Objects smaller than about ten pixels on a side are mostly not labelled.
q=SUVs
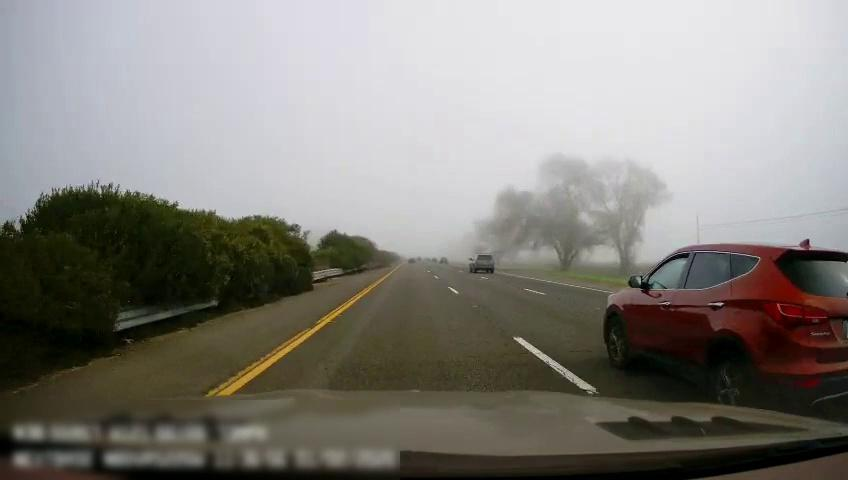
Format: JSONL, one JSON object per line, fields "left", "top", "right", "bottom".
{"left": 468, "top": 253, "right": 495, "bottom": 274}
{"left": 602, "top": 242, "right": 848, "bottom": 413}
